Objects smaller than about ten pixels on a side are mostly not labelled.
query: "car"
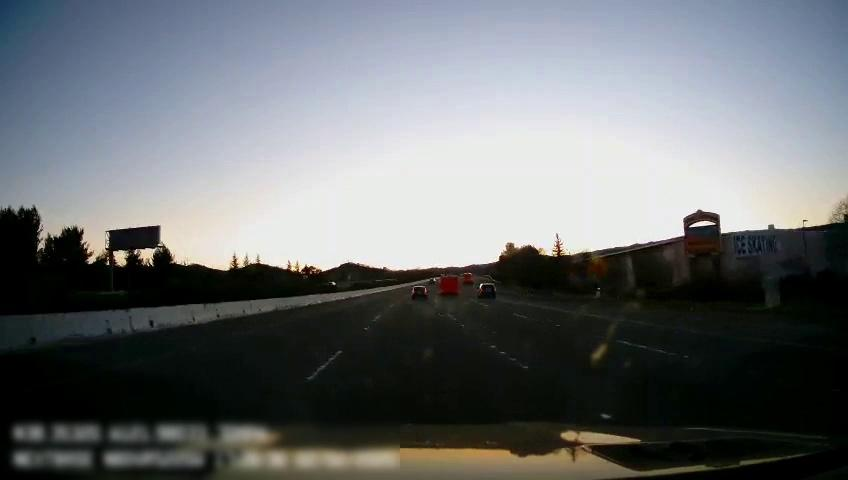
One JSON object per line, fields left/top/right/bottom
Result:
{"left": 411, "top": 286, "right": 428, "bottom": 302}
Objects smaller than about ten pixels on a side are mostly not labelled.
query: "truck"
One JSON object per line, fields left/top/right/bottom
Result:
{"left": 440, "top": 276, "right": 458, "bottom": 295}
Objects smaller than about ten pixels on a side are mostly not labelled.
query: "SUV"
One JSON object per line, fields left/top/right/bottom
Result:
{"left": 477, "top": 283, "right": 496, "bottom": 299}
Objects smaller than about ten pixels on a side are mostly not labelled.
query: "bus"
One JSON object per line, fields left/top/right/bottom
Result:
{"left": 463, "top": 274, "right": 474, "bottom": 285}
